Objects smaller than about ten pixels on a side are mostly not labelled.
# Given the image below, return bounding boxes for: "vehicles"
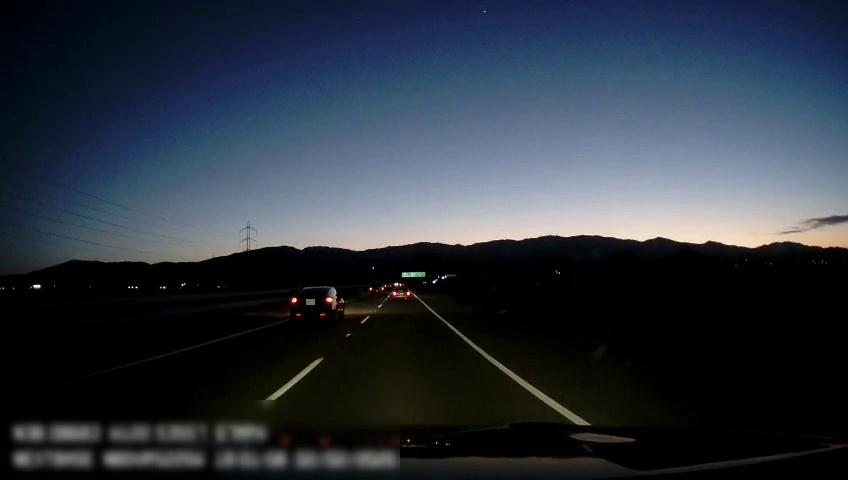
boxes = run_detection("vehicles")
[391,286,410,300]
[287,286,344,329]
[368,280,386,295]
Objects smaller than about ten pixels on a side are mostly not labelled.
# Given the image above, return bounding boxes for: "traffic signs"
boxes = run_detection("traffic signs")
[401,271,426,278]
